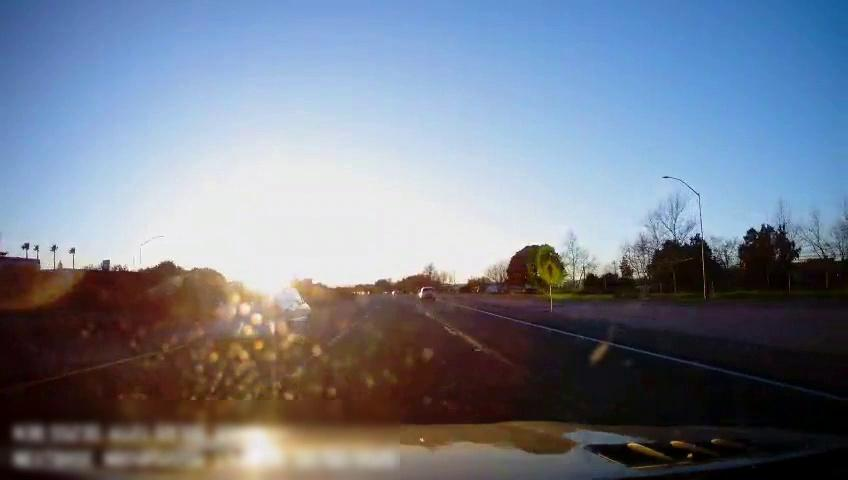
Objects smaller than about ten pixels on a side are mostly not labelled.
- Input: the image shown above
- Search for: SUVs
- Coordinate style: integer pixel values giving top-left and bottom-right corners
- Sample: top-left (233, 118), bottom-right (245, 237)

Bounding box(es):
top-left (417, 287), bottom-right (435, 301)
top-left (209, 287), bottom-right (312, 359)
